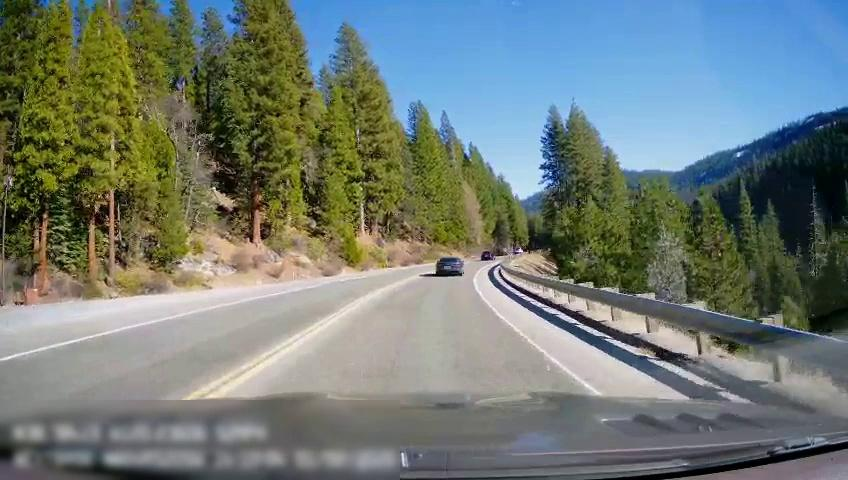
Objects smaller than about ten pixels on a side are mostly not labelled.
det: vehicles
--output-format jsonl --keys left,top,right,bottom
{"left": 436, "top": 255, "right": 464, "bottom": 277}
{"left": 479, "top": 251, "right": 494, "bottom": 262}
{"left": 512, "top": 248, "right": 525, "bottom": 257}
